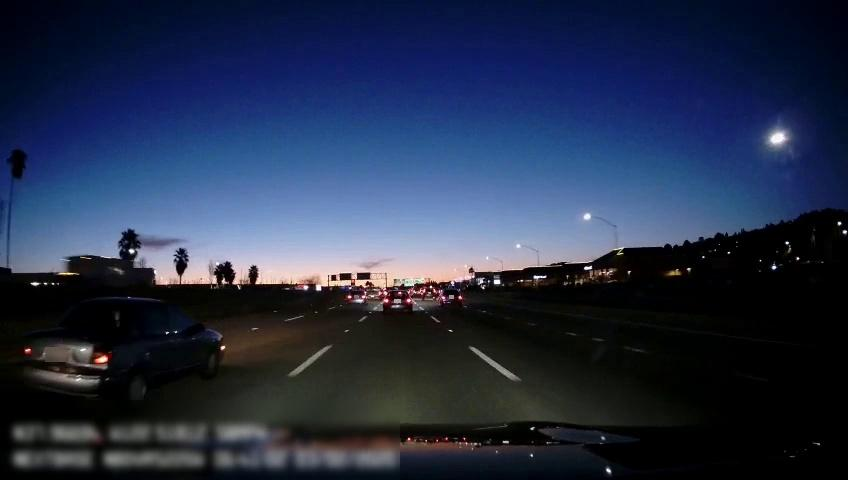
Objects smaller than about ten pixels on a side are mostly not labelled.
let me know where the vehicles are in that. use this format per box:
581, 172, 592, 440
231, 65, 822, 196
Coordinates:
383, 290, 413, 314
436, 288, 463, 309
21, 296, 227, 417
347, 289, 369, 306
364, 286, 383, 302
421, 288, 437, 300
